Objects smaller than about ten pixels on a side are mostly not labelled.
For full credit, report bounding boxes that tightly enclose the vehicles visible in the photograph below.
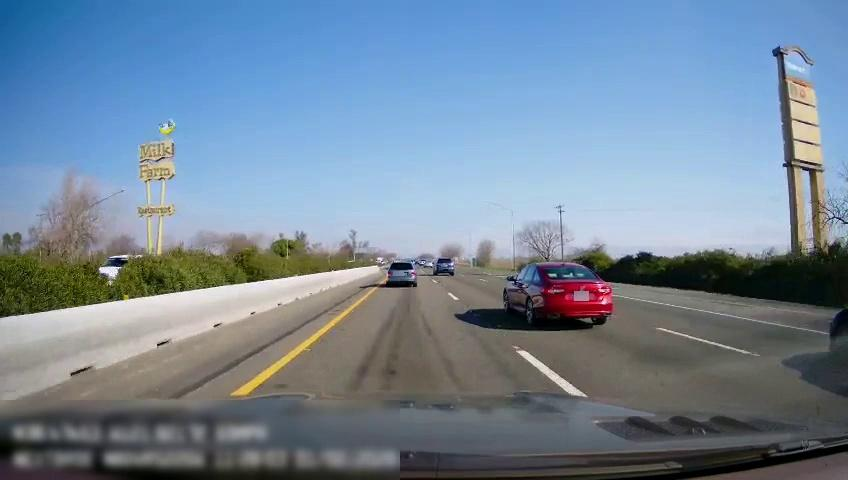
[386,260,419,289]
[96,255,143,284]
[501,262,615,330]
[827,303,848,362]
[432,257,455,276]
